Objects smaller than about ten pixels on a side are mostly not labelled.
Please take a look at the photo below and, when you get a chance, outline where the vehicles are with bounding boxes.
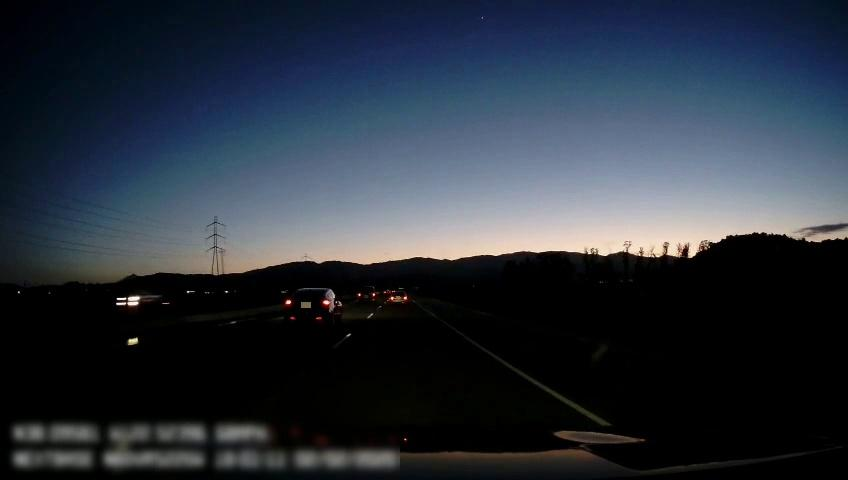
[115,294,142,312]
[281,287,344,331]
[391,289,410,304]
[357,287,377,303]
